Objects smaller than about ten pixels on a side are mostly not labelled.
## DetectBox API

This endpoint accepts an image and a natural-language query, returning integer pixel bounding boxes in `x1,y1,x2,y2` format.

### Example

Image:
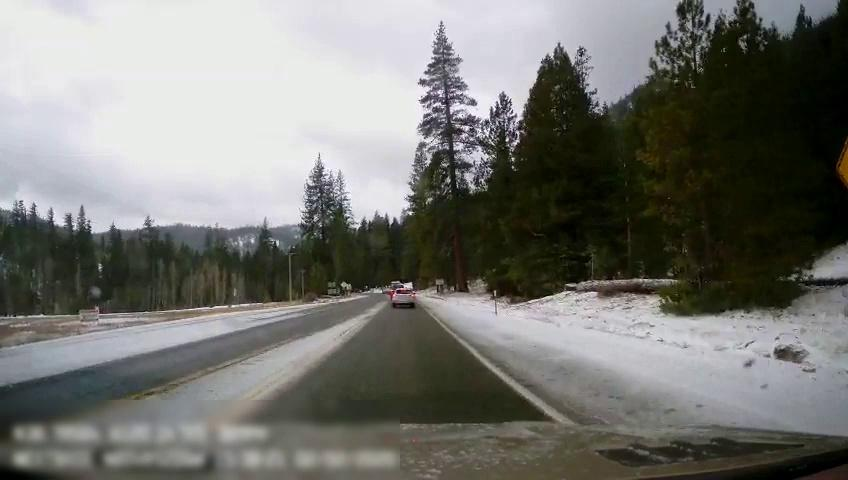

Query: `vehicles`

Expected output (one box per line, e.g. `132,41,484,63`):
390,284,405,300
392,288,416,308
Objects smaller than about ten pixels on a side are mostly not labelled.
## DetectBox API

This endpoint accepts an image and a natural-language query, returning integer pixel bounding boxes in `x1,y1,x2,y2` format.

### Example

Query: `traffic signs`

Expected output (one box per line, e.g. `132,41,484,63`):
836,139,848,192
